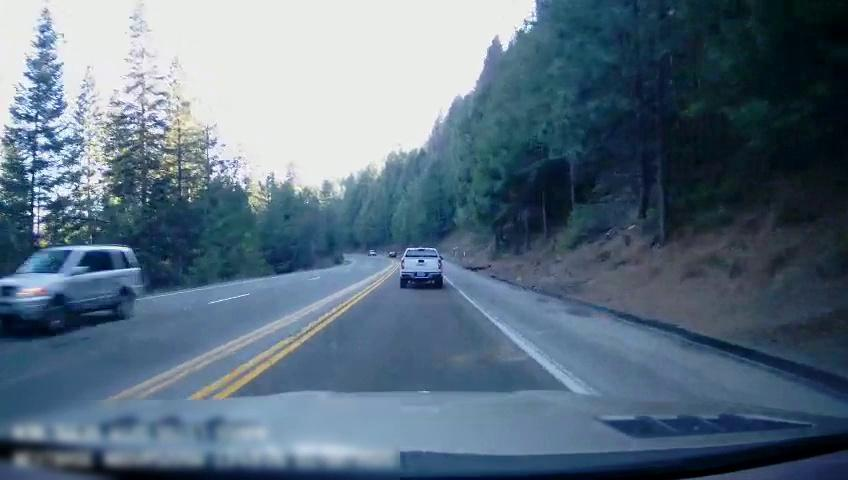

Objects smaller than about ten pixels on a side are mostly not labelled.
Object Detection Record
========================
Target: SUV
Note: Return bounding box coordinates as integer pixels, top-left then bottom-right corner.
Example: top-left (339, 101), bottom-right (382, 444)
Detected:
top-left (1, 245), bottom-right (145, 334)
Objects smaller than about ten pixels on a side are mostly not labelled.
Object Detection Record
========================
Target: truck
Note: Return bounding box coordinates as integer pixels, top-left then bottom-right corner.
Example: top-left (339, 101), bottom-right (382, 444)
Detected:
top-left (399, 247), bottom-right (444, 289)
